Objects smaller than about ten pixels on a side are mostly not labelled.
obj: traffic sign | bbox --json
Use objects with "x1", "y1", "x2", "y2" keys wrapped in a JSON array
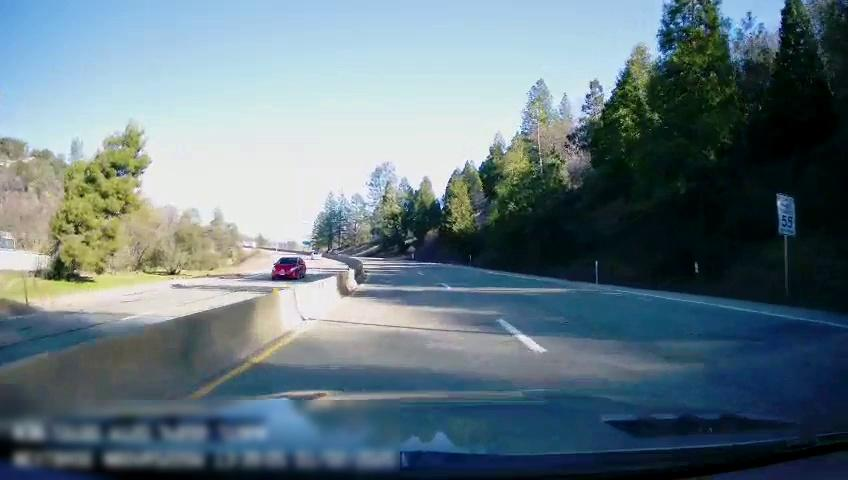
[{"x1": 775, "y1": 192, "x2": 797, "y2": 236}]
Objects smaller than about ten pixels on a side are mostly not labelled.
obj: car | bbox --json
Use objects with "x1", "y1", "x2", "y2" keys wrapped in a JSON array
[{"x1": 271, "y1": 256, "x2": 308, "y2": 281}]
